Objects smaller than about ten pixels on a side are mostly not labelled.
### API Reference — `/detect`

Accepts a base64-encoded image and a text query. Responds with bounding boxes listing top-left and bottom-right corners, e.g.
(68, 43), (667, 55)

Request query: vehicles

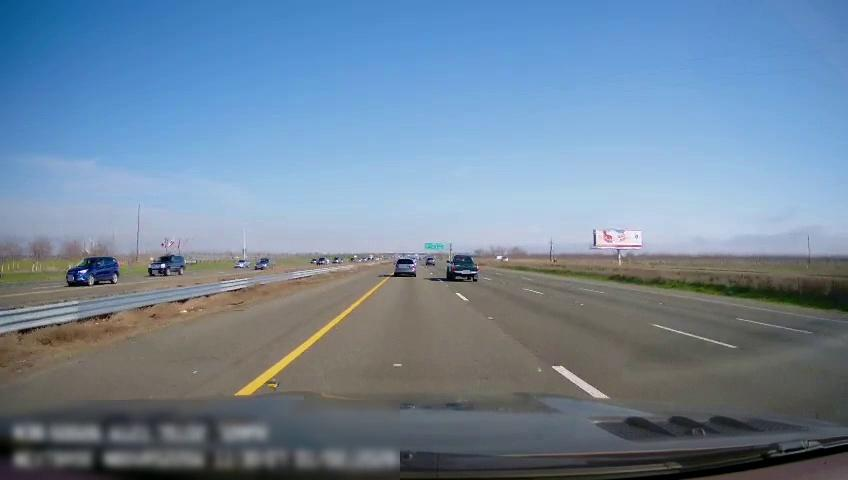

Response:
(446, 254), (479, 282)
(233, 259), (251, 269)
(316, 258), (329, 266)
(254, 258), (273, 271)
(147, 255), (186, 276)
(394, 257), (416, 277)
(66, 256), (120, 287)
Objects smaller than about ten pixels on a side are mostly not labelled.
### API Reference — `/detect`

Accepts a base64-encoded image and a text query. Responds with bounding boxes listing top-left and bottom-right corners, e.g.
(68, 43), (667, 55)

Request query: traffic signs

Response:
(424, 241), (447, 251)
